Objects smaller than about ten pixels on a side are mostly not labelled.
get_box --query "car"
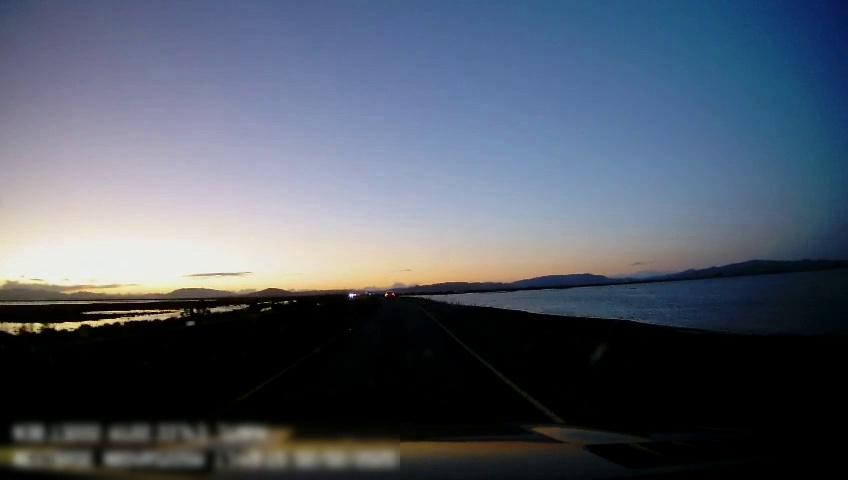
[384,290,396,299]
